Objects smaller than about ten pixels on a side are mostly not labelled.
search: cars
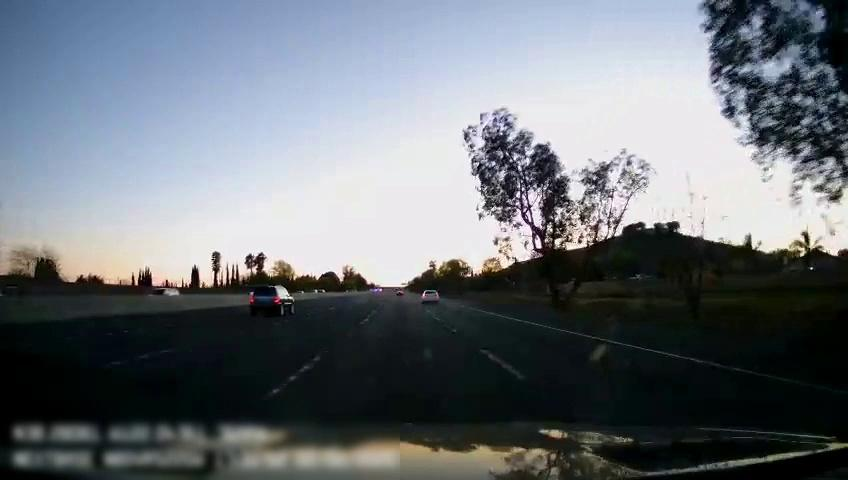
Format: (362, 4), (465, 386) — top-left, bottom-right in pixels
(422, 289), (439, 304)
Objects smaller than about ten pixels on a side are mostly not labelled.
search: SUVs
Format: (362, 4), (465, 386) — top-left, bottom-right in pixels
(249, 284), (296, 318)
(147, 287), (180, 297)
